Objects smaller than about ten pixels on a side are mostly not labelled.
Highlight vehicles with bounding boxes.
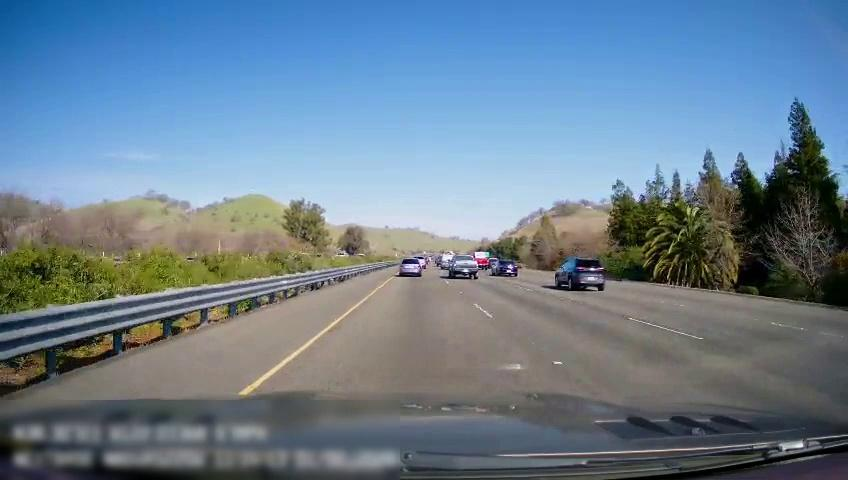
[440,249,456,270]
[447,254,480,280]
[398,256,423,277]
[553,256,606,292]
[488,257,499,268]
[411,255,427,270]
[491,257,519,277]
[472,251,491,271]
[335,250,350,257]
